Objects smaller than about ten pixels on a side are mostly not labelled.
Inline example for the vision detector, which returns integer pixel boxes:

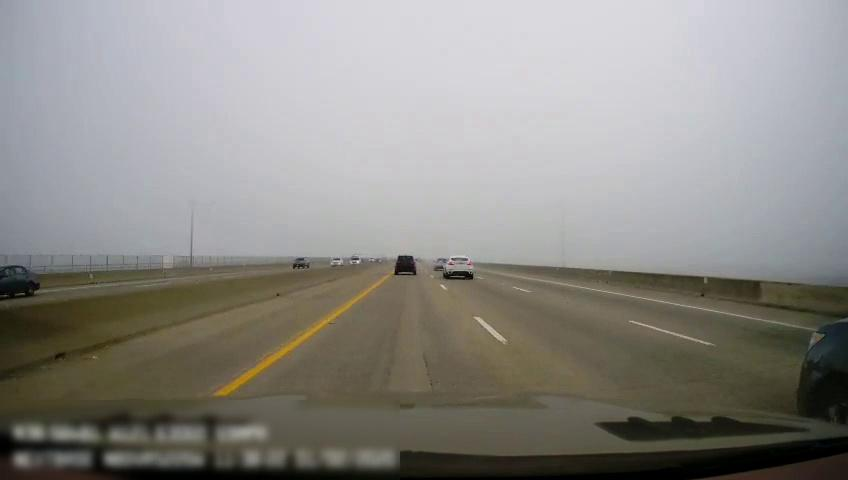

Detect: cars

[0,264,41,298]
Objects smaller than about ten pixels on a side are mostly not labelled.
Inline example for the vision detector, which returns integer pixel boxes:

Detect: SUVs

[443,256,475,280]
[292,257,311,270]
[795,314,848,426]
[349,255,363,265]
[432,257,448,271]
[394,254,418,276]
[330,257,345,267]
